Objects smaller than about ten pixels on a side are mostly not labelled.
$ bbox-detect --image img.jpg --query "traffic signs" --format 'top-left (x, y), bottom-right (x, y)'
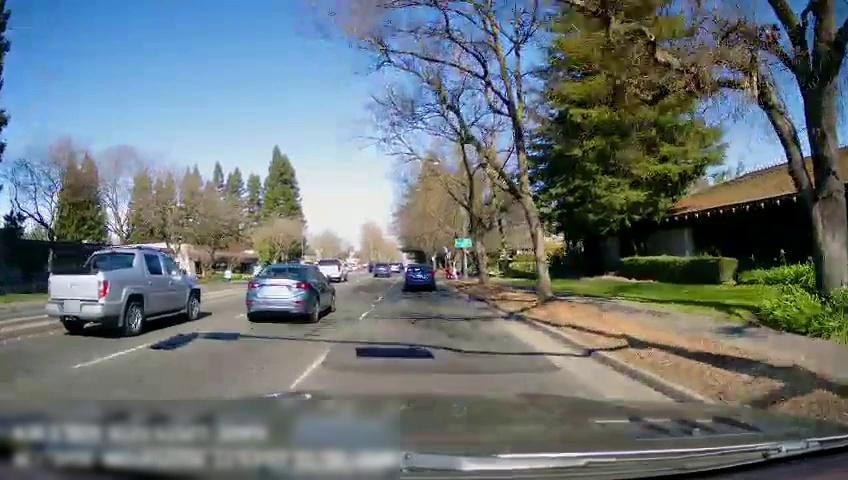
top-left (454, 237), bottom-right (472, 249)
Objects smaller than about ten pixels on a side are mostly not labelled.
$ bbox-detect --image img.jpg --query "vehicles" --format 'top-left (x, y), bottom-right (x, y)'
top-left (246, 262), bottom-right (338, 324)
top-left (372, 262), bottom-right (392, 278)
top-left (401, 264), bottom-right (436, 292)
top-left (390, 262), bottom-right (402, 274)
top-left (316, 258), bottom-right (350, 282)
top-left (46, 243), bottom-right (203, 339)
